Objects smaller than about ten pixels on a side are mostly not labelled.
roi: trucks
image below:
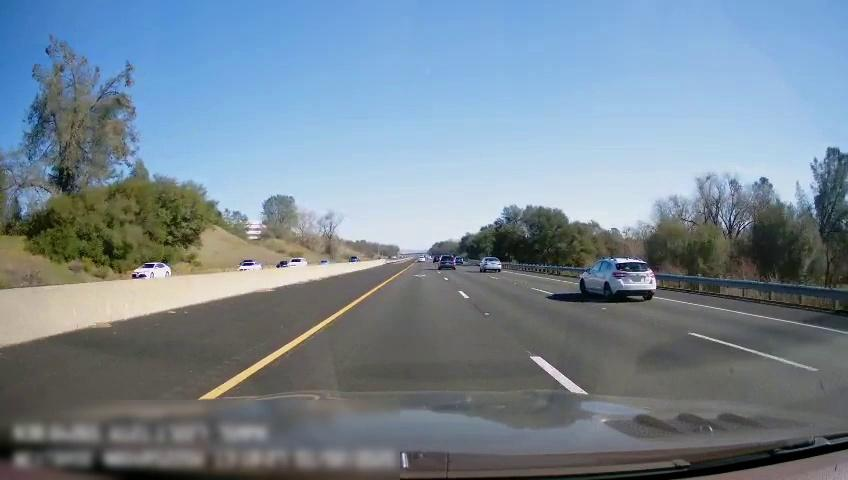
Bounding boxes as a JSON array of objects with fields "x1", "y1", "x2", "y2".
[{"x1": 240, "y1": 262, "x2": 261, "y2": 271}]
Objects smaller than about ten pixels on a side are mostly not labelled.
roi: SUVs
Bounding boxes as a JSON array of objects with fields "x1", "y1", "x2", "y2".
[
  {"x1": 437, "y1": 255, "x2": 456, "y2": 270},
  {"x1": 578, "y1": 257, "x2": 658, "y2": 302}
]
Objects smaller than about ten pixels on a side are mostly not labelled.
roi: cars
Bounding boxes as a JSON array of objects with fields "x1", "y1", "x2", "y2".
[
  {"x1": 128, "y1": 263, "x2": 171, "y2": 280},
  {"x1": 479, "y1": 256, "x2": 502, "y2": 273},
  {"x1": 286, "y1": 258, "x2": 309, "y2": 268}
]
